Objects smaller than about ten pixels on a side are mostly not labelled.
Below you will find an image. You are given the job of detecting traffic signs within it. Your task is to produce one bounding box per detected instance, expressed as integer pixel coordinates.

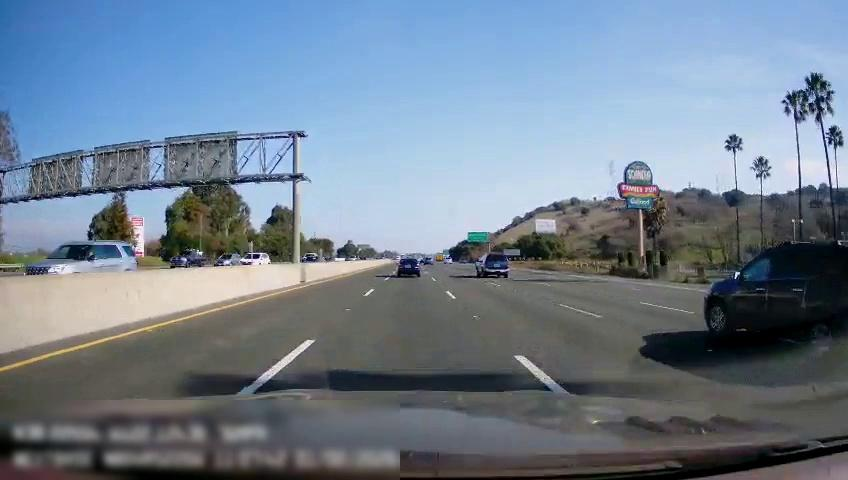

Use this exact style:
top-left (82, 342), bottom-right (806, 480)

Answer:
top-left (357, 244), bottom-right (371, 249)
top-left (503, 249), bottom-right (521, 256)
top-left (163, 130), bottom-right (239, 184)
top-left (91, 138), bottom-right (151, 191)
top-left (467, 231), bottom-right (491, 243)
top-left (28, 149), bottom-right (84, 197)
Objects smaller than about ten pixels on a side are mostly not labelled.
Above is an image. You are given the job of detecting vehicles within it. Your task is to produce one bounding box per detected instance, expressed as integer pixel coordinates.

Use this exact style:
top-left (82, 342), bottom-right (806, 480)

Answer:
top-left (301, 252), bottom-right (321, 263)
top-left (213, 252), bottom-right (242, 268)
top-left (476, 253), bottom-right (511, 278)
top-left (24, 239), bottom-right (138, 276)
top-left (169, 248), bottom-right (207, 270)
top-left (702, 237), bottom-right (848, 369)
top-left (344, 255), bottom-right (363, 262)
top-left (239, 252), bottom-right (272, 266)
top-left (395, 258), bottom-right (421, 277)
